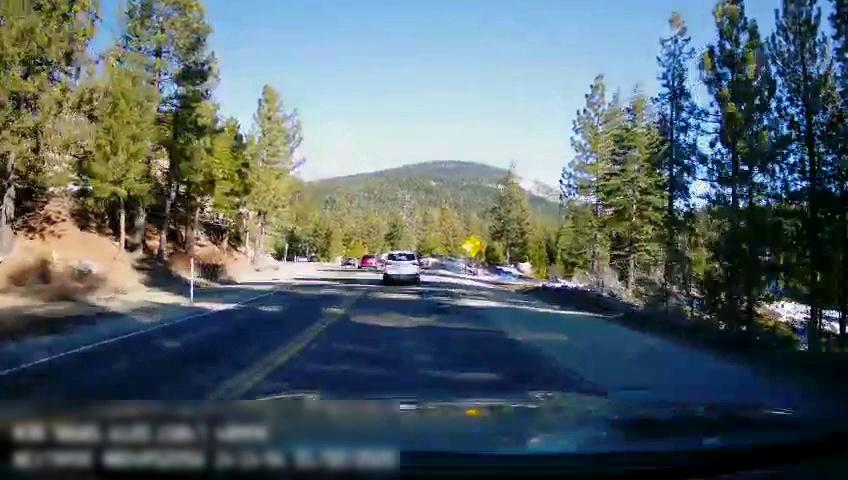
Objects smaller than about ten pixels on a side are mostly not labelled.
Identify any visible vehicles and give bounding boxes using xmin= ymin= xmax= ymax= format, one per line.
xmin=356 ymin=254 xmax=378 ymax=270
xmin=340 ymin=257 xmax=356 ymax=267
xmin=382 ymin=250 xmax=420 ymax=285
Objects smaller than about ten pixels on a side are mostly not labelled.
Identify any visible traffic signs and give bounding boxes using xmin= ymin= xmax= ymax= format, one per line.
xmin=462 ymin=235 xmax=482 ymax=258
